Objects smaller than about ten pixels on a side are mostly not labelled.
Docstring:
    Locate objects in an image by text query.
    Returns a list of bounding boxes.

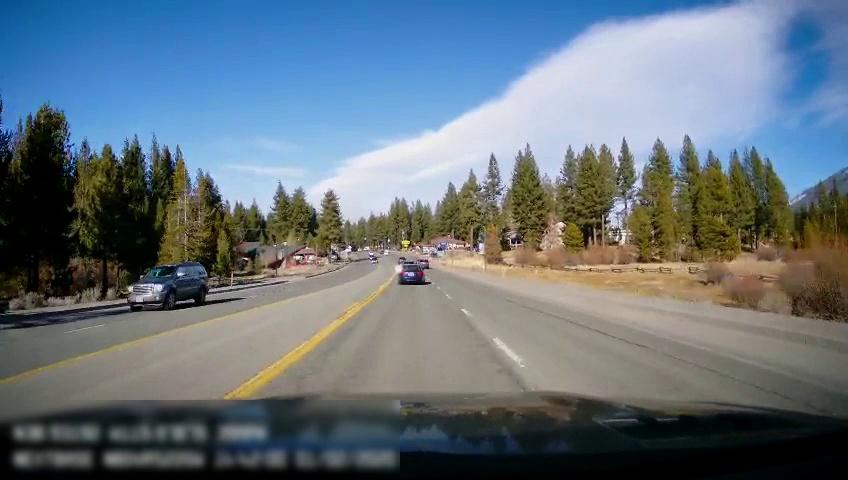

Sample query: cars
[397,261,425,285]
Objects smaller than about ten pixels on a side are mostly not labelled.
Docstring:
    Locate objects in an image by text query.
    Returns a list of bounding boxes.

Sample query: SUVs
[417,259,430,269]
[127,262,209,312]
